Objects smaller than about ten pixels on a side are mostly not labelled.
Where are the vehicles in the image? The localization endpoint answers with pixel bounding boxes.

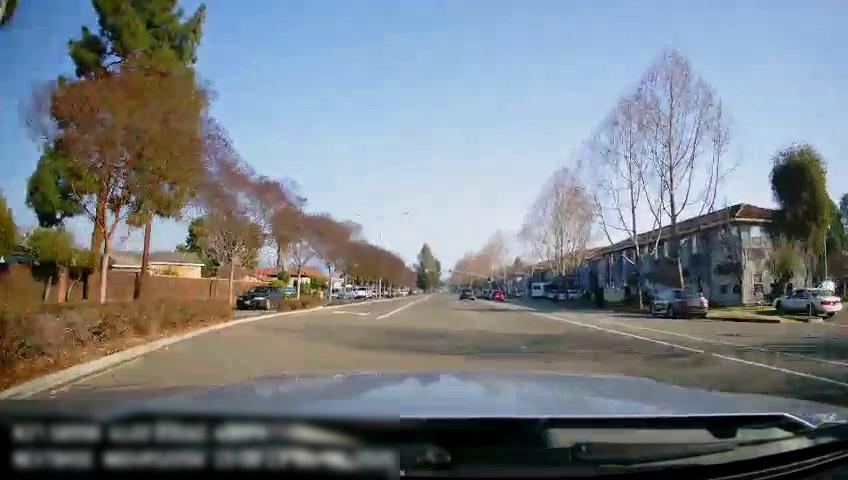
[235,285,282,311]
[353,285,373,300]
[530,280,553,299]
[459,286,475,301]
[650,286,709,321]
[773,288,843,319]
[490,288,505,303]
